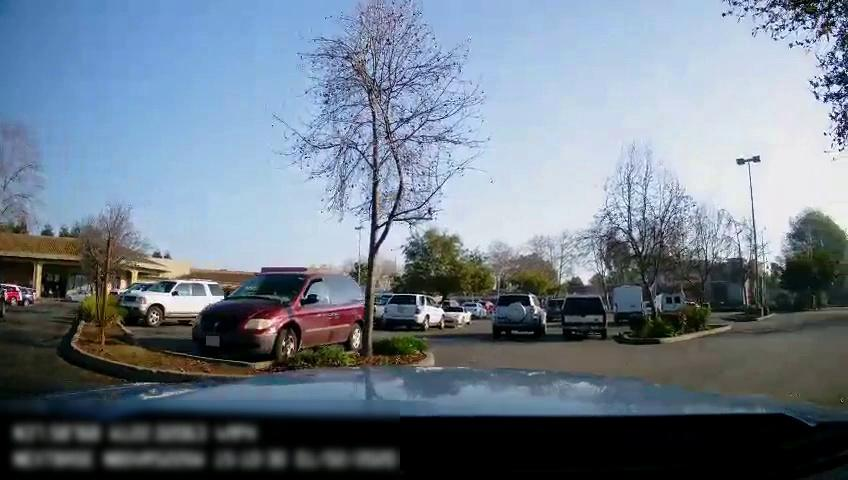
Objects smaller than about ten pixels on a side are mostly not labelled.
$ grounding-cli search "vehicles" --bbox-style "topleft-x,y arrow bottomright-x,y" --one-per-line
192,270 -> 369,364
17,286 -> 34,307
546,298 -> 567,322
368,295 -> 393,329
492,294 -> 547,337
384,294 -> 445,331
0,284 -> 23,306
443,306 -> 471,326
478,301 -> 495,314
437,301 -> 460,311
652,294 -> 685,319
119,279 -> 226,329
0,284 -> 6,318
110,282 -> 143,296
561,295 -> 608,339
643,301 -> 654,318
462,303 -> 488,320
613,287 -> 644,325
123,281 -> 158,293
